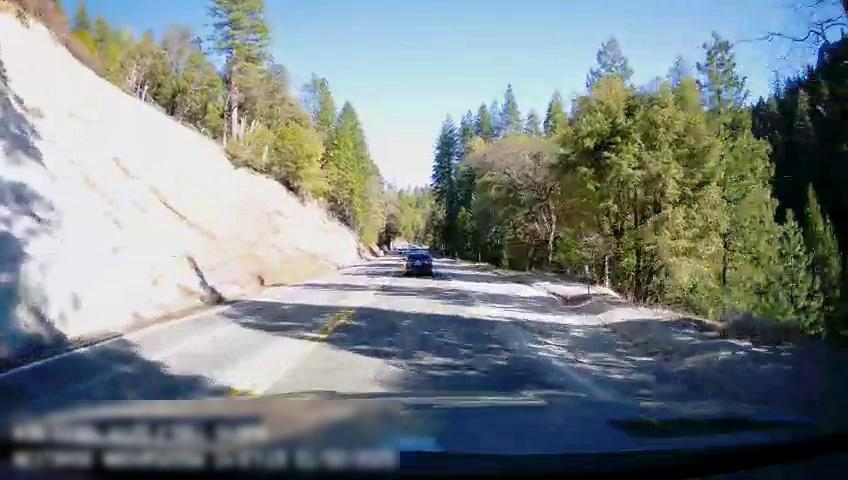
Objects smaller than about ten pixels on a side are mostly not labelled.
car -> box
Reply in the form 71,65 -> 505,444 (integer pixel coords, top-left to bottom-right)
402,252 -> 433,277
